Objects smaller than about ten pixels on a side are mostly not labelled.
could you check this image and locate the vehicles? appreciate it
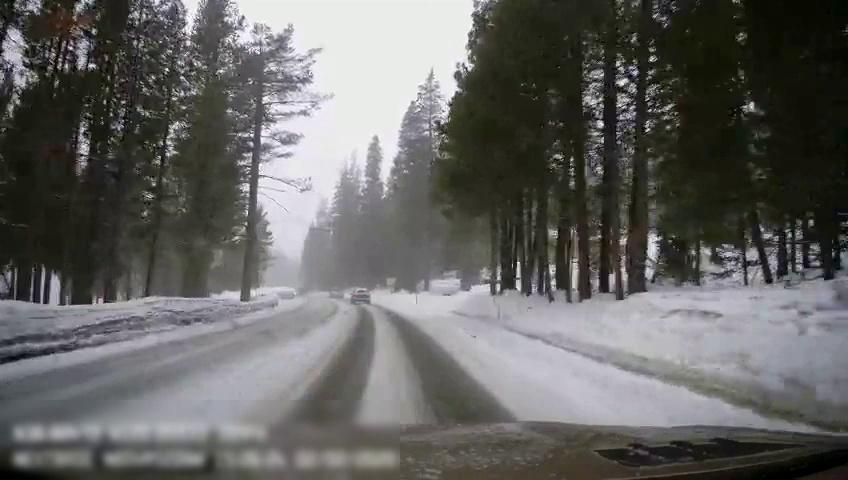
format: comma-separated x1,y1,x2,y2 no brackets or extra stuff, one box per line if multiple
328,287,344,299
349,288,371,305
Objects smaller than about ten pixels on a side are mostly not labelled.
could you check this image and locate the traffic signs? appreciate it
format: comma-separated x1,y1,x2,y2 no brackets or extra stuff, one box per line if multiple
385,277,398,286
